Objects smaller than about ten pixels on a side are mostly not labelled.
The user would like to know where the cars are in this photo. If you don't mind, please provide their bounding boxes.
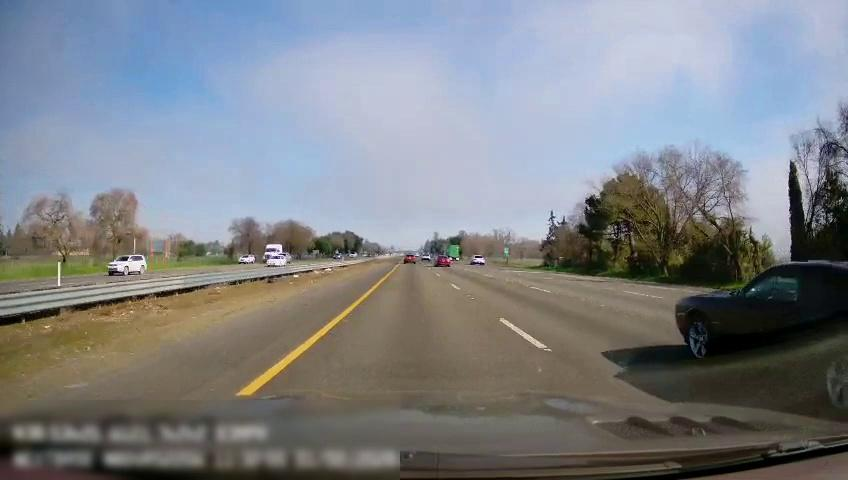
[434,255,451,267]
[673,262,848,420]
[266,254,287,267]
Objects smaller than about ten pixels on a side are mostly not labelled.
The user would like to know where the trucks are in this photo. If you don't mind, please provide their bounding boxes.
[446,245,460,261]
[262,244,292,264]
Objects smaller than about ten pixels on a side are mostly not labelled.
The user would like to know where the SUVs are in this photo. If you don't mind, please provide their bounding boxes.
[237,254,256,265]
[106,255,148,276]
